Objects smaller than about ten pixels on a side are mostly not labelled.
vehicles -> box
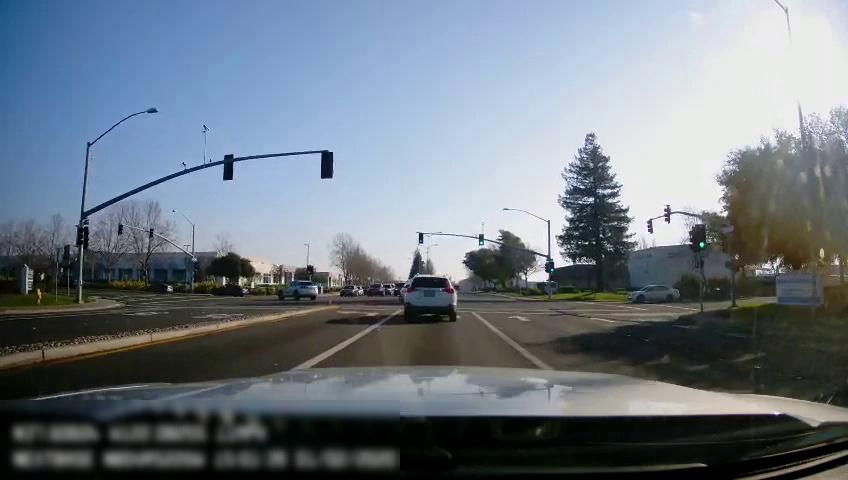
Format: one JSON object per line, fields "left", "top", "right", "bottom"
{"left": 367, "top": 282, "right": 386, "bottom": 296}
{"left": 151, "top": 279, "right": 175, "bottom": 295}
{"left": 340, "top": 285, "right": 359, "bottom": 297}
{"left": 403, "top": 273, "right": 459, "bottom": 324}
{"left": 209, "top": 283, "right": 248, "bottom": 296}
{"left": 628, "top": 285, "right": 682, "bottom": 305}
{"left": 392, "top": 281, "right": 407, "bottom": 296}
{"left": 276, "top": 279, "right": 318, "bottom": 303}
{"left": 384, "top": 283, "right": 394, "bottom": 296}
{"left": 357, "top": 285, "right": 365, "bottom": 296}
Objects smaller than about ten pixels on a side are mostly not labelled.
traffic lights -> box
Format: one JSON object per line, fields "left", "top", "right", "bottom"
{"left": 545, "top": 261, "right": 555, "bottom": 273}
{"left": 319, "top": 150, "right": 335, "bottom": 181}
{"left": 478, "top": 232, "right": 485, "bottom": 246}
{"left": 418, "top": 232, "right": 424, "bottom": 244}
{"left": 118, "top": 223, "right": 123, "bottom": 235}
{"left": 223, "top": 153, "right": 234, "bottom": 181}
{"left": 149, "top": 227, "right": 155, "bottom": 238}
{"left": 82, "top": 226, "right": 90, "bottom": 247}
{"left": 662, "top": 203, "right": 672, "bottom": 225}
{"left": 691, "top": 223, "right": 707, "bottom": 253}
{"left": 645, "top": 218, "right": 654, "bottom": 235}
